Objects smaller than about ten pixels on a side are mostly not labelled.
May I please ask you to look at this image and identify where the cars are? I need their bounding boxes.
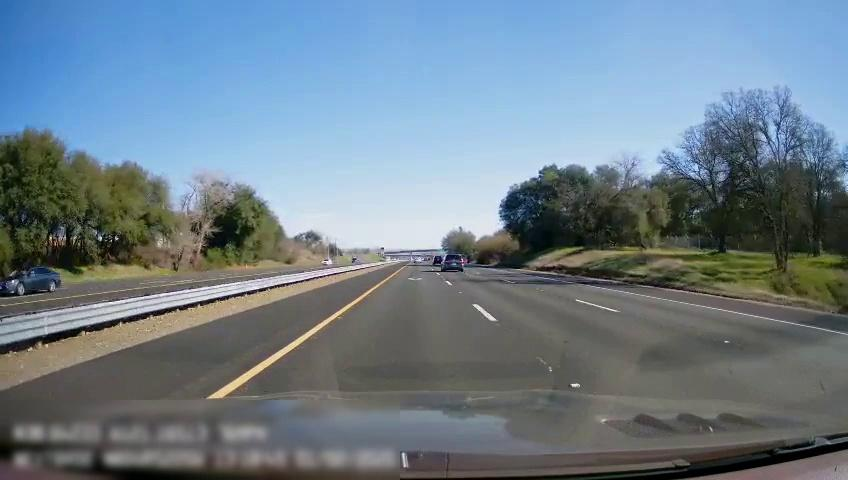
[433,255,443,265]
[0,265,64,297]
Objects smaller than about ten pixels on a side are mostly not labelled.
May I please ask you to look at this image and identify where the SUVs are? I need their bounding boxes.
[441,254,465,272]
